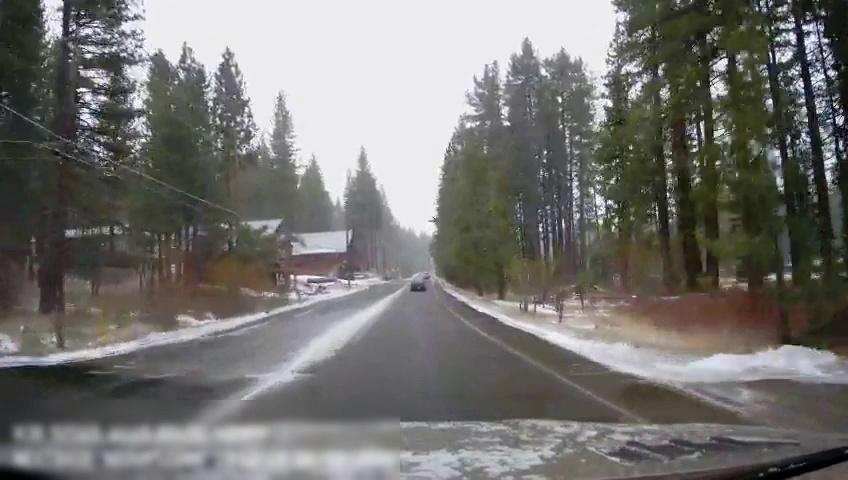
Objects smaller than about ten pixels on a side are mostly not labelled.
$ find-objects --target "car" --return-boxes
[410,282,427,293]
